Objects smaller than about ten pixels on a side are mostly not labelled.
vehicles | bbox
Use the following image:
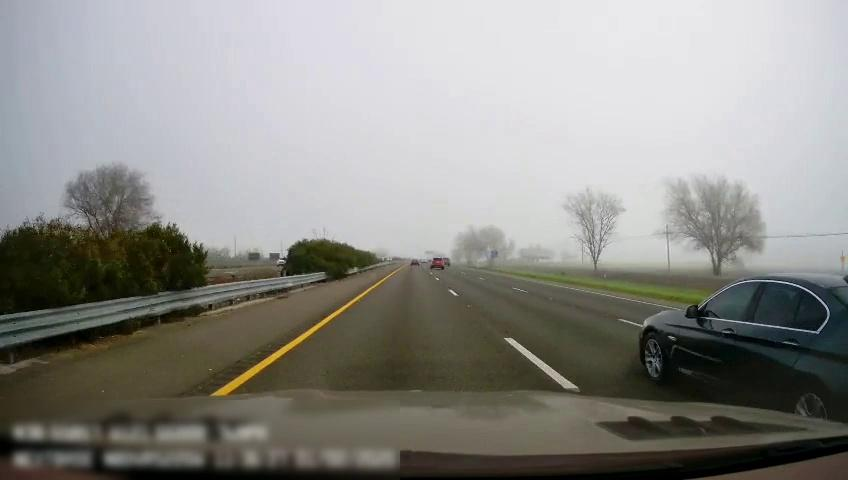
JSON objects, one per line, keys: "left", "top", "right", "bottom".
{"left": 276, "top": 256, "right": 288, "bottom": 268}
{"left": 429, "top": 257, "right": 445, "bottom": 270}
{"left": 442, "top": 257, "right": 451, "bottom": 267}
{"left": 638, "top": 272, "right": 848, "bottom": 422}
